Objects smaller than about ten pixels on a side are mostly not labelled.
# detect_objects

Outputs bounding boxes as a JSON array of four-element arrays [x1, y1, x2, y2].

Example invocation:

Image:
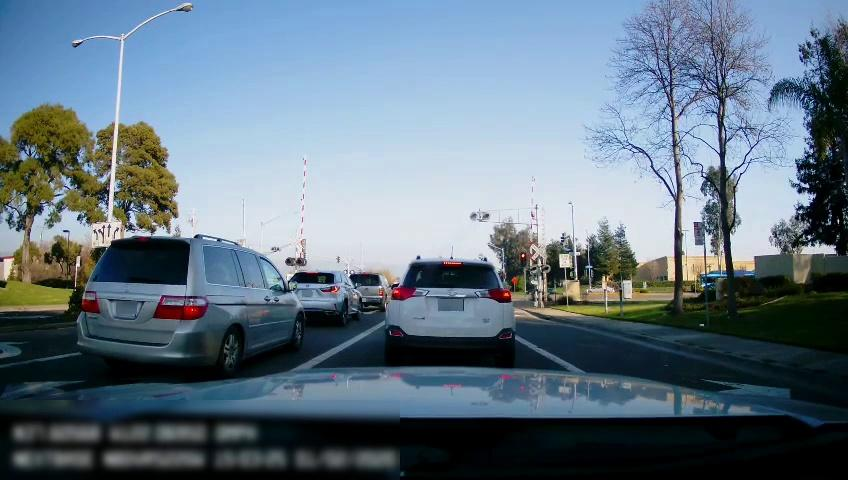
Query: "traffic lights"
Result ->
[[520, 252, 527, 267], [560, 232, 565, 246], [285, 257, 297, 267], [301, 238, 307, 253], [295, 257, 307, 267]]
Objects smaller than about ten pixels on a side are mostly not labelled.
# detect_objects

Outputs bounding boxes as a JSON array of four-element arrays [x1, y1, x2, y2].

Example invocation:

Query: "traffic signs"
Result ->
[[91, 221, 122, 248], [694, 237, 705, 246], [530, 243, 548, 261], [559, 253, 570, 268], [693, 222, 706, 238]]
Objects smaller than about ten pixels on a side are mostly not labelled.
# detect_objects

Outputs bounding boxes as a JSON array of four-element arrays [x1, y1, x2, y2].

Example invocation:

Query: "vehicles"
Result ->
[[585, 284, 615, 294], [385, 255, 516, 361], [75, 233, 305, 380], [525, 288, 553, 296], [286, 270, 364, 326], [699, 269, 756, 292], [348, 272, 394, 312]]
